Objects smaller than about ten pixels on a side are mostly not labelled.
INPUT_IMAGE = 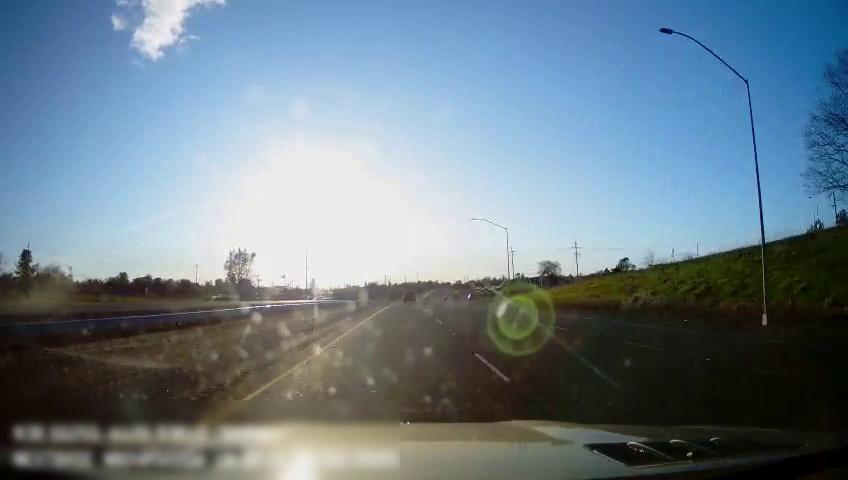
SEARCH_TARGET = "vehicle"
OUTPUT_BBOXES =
[403,291,416,303]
